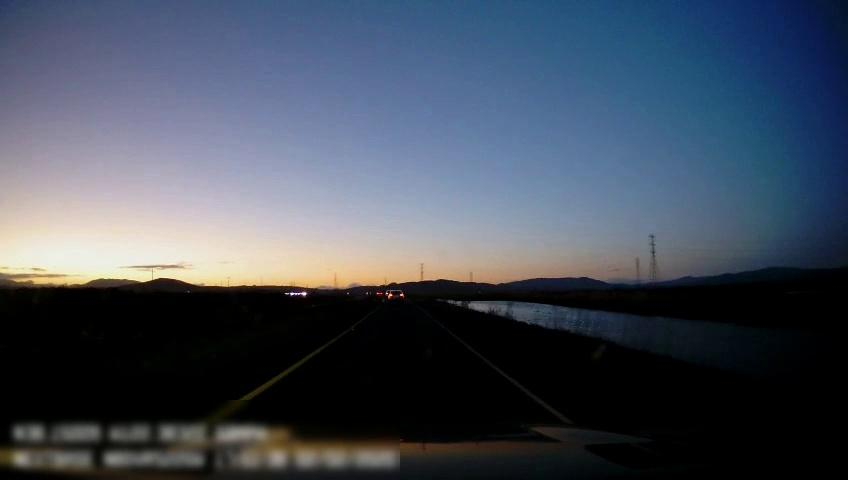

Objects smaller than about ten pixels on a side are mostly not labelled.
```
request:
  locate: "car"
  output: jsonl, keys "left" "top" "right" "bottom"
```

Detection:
{"left": 387, "top": 289, "right": 405, "bottom": 302}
